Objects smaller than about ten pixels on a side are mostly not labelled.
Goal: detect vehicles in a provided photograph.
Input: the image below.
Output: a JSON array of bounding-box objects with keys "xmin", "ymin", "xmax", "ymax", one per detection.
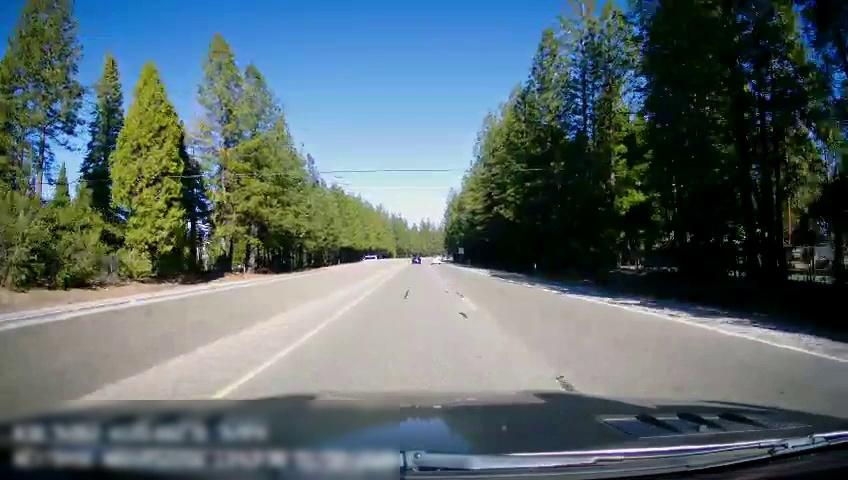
[
  {"xmin": 411, "ymin": 255, "xmax": 423, "ymax": 265},
  {"xmin": 360, "ymin": 255, "xmax": 378, "ymax": 264},
  {"xmin": 431, "ymin": 256, "xmax": 442, "ymax": 265}
]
